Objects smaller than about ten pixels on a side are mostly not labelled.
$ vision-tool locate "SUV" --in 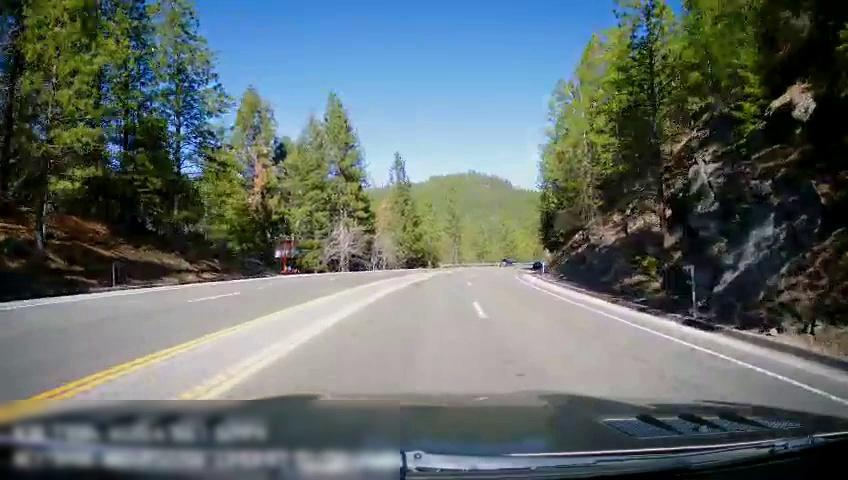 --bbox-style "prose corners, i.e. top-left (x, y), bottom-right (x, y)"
top-left (495, 257), bottom-right (514, 268)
